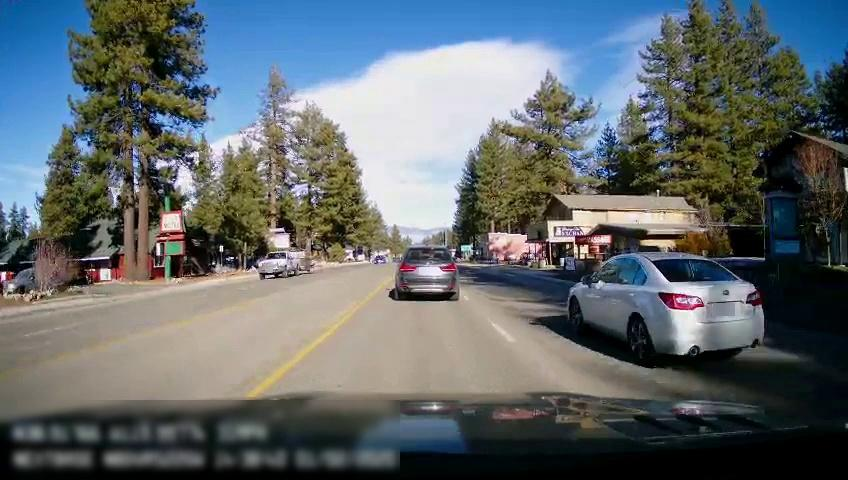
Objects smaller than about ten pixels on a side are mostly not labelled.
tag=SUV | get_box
[393,245,458,303]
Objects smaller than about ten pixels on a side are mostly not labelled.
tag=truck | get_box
[256,251,314,280]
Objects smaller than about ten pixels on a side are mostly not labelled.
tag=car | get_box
[564,251,766,368]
